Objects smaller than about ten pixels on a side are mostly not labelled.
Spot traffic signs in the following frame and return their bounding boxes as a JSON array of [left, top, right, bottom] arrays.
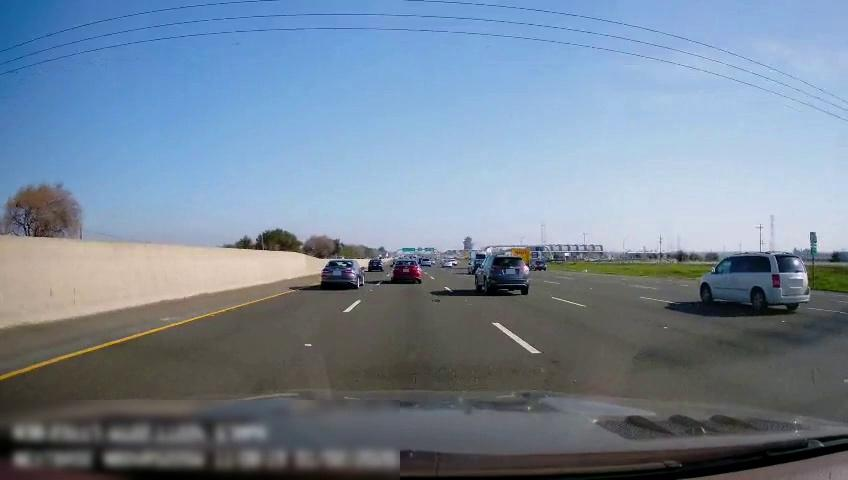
[[402, 247, 416, 253], [424, 247, 435, 252], [809, 231, 818, 258]]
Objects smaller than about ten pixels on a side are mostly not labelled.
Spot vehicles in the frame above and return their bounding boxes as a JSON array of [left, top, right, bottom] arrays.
[[389, 260, 422, 284], [367, 259, 384, 272], [439, 259, 453, 268], [473, 254, 531, 296], [529, 260, 547, 272], [505, 247, 530, 267], [699, 251, 812, 313], [469, 252, 487, 262], [467, 260, 483, 274], [320, 259, 366, 290]]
